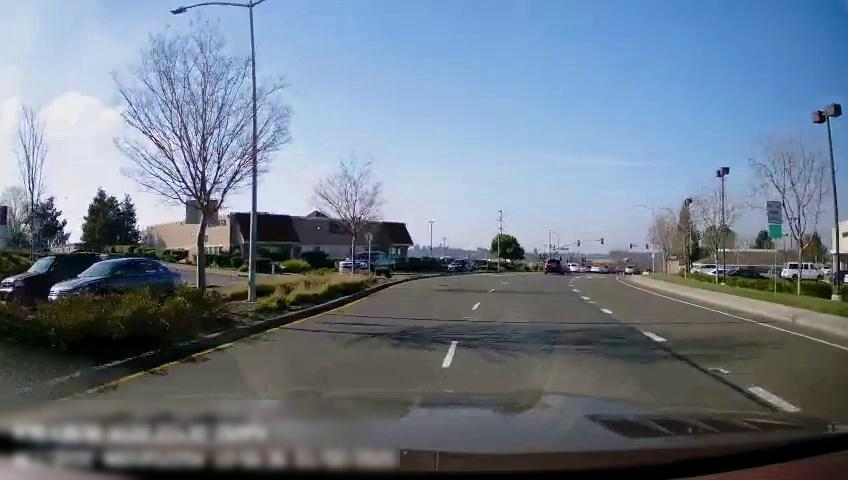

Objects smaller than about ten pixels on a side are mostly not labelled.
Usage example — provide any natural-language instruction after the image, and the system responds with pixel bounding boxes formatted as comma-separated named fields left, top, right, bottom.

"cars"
left=47, top=256, right=185, bottom=306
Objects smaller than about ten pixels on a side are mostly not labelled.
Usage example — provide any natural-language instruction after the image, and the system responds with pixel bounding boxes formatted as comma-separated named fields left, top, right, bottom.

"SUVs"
left=544, top=259, right=563, bottom=276
left=0, top=250, right=100, bottom=310
left=447, top=258, right=473, bottom=272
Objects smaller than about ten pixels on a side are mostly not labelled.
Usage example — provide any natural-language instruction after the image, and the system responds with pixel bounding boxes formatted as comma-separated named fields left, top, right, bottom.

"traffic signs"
left=767, top=225, right=783, bottom=240
left=765, top=200, right=783, bottom=225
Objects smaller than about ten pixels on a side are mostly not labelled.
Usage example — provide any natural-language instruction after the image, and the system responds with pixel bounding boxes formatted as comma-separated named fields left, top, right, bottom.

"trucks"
left=338, top=251, right=396, bottom=279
